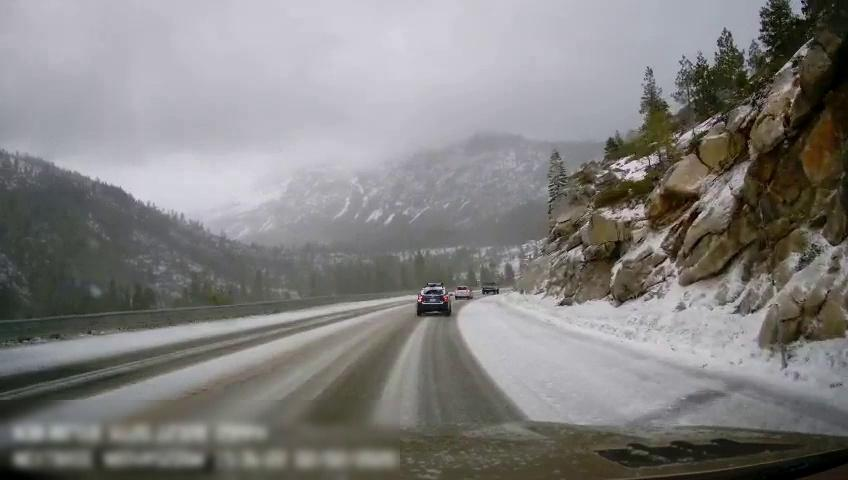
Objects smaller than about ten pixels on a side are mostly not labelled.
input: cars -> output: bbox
[453,285,473,300]
[416,281,453,318]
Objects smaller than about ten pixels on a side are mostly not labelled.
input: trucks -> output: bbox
[482,281,500,295]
